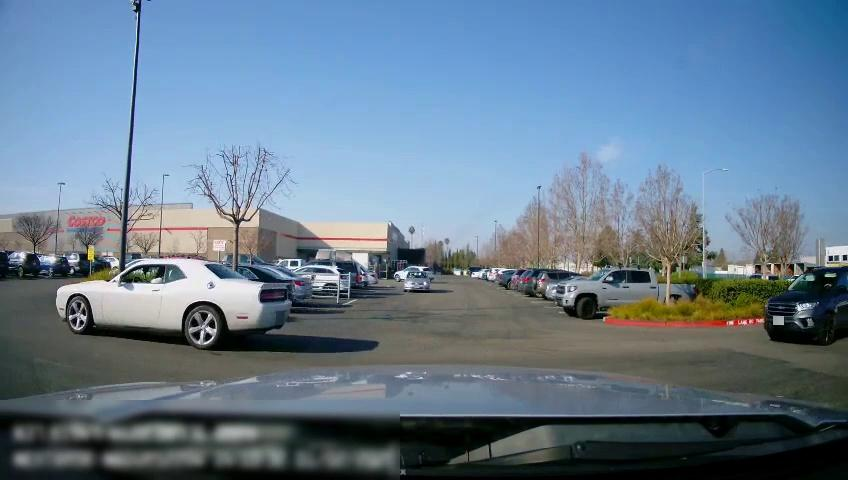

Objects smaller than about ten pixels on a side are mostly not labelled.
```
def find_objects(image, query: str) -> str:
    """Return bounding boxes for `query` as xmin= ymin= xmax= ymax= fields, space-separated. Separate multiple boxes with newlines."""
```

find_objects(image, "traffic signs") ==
xmin=86 ymin=246 xmax=96 ymax=261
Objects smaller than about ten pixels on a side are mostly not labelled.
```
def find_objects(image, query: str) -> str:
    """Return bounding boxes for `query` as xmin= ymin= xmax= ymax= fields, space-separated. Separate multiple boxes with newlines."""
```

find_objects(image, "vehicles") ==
xmin=37 ymin=252 xmax=72 ymax=279
xmin=0 ymin=248 xmax=16 ymax=281
xmin=520 ymin=266 xmax=564 ymax=299
xmin=105 ymin=256 xmax=121 ymax=272
xmin=553 ymin=267 xmax=696 ymax=321
xmin=296 ymin=264 xmax=346 ymax=299
xmin=64 ymin=252 xmax=91 ymax=277
xmin=8 ymin=251 xmax=41 ymax=281
xmin=392 ymin=265 xmax=434 ymax=281
xmin=471 ymin=269 xmax=489 ymax=280
xmin=219 ymin=260 xmax=293 ymax=279
xmin=495 ymin=268 xmax=519 ymax=291
xmin=271 ymin=258 xmax=303 ymax=272
xmin=54 ymin=257 xmax=294 ymax=351
xmin=486 ymin=265 xmax=508 ymax=284
xmin=761 ymin=264 xmax=848 ymax=347
xmin=309 ymin=260 xmax=371 ymax=300
xmin=257 ymin=263 xmax=315 ymax=305
xmin=536 ymin=269 xmax=592 ymax=300
xmin=401 ymin=269 xmax=432 ymax=293
xmin=90 ymin=256 xmax=112 ymax=275
xmin=314 ymin=246 xmax=356 ymax=261
xmin=543 ymin=279 xmax=567 ymax=302
xmin=508 ymin=267 xmax=528 ymax=294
